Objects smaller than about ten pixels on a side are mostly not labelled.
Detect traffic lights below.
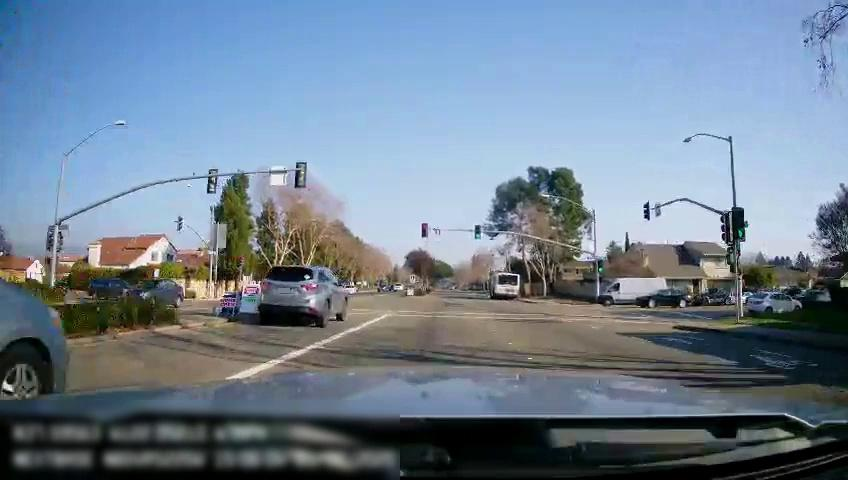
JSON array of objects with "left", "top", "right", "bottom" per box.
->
[
  {"left": 206, "top": 168, "right": 218, "bottom": 194},
  {"left": 294, "top": 161, "right": 307, "bottom": 188},
  {"left": 732, "top": 207, "right": 746, "bottom": 241},
  {"left": 57, "top": 231, "right": 65, "bottom": 252},
  {"left": 643, "top": 199, "right": 650, "bottom": 220},
  {"left": 720, "top": 211, "right": 731, "bottom": 242},
  {"left": 46, "top": 231, "right": 55, "bottom": 252},
  {"left": 176, "top": 216, "right": 184, "bottom": 232},
  {"left": 597, "top": 259, "right": 604, "bottom": 273},
  {"left": 727, "top": 253, "right": 739, "bottom": 265},
  {"left": 474, "top": 224, "right": 481, "bottom": 240},
  {"left": 421, "top": 223, "right": 428, "bottom": 238}
]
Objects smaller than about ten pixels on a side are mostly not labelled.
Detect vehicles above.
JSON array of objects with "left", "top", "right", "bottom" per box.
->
[
  {"left": 393, "top": 283, "right": 405, "bottom": 292},
  {"left": 598, "top": 277, "right": 666, "bottom": 306},
  {"left": 744, "top": 292, "right": 803, "bottom": 314},
  {"left": 635, "top": 288, "right": 693, "bottom": 309},
  {"left": 489, "top": 273, "right": 520, "bottom": 299},
  {"left": 783, "top": 288, "right": 831, "bottom": 312},
  {"left": 0, "top": 278, "right": 68, "bottom": 402},
  {"left": 121, "top": 279, "right": 184, "bottom": 309},
  {"left": 88, "top": 279, "right": 136, "bottom": 300},
  {"left": 259, "top": 264, "right": 348, "bottom": 328},
  {"left": 343, "top": 284, "right": 357, "bottom": 295}
]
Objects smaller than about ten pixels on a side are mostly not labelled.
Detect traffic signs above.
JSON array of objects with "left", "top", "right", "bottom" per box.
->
[{"left": 655, "top": 203, "right": 661, "bottom": 216}]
